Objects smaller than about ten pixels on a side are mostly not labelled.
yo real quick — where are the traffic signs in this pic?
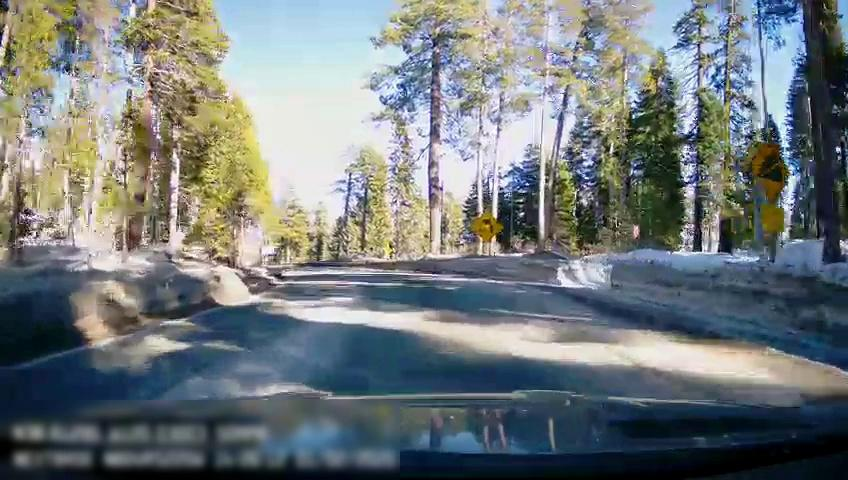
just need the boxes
[759,204,785,233]
[470,209,497,243]
[751,140,790,197]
